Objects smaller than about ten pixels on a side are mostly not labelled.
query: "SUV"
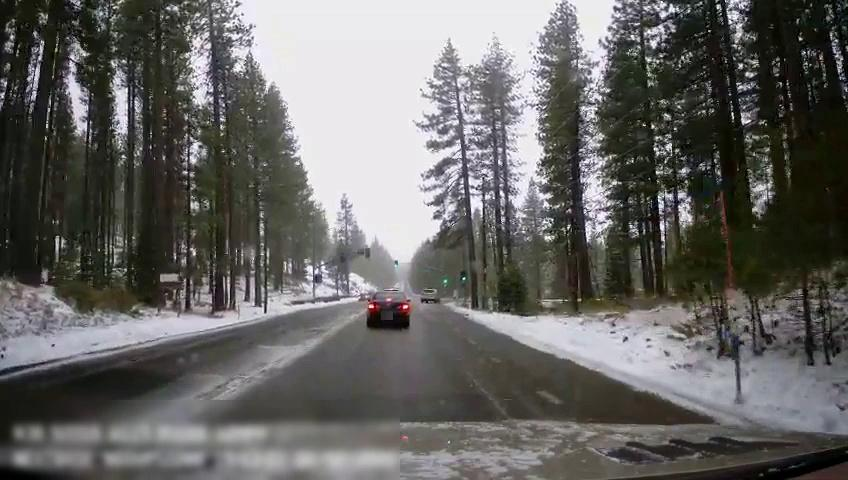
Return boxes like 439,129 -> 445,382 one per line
420,288 -> 440,304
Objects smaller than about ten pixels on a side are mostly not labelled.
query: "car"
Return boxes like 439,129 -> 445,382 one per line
366,291 -> 410,330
